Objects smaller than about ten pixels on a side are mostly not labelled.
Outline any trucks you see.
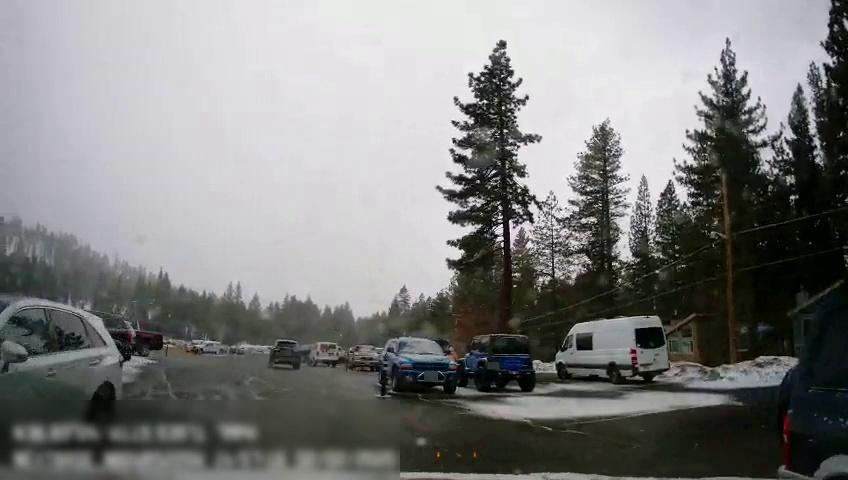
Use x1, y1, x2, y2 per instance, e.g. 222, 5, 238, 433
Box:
345, 344, 380, 372
131, 318, 164, 353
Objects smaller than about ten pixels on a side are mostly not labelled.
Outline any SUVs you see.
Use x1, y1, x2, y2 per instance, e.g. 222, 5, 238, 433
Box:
377, 336, 458, 396
456, 334, 538, 393
270, 338, 300, 370
772, 278, 848, 480
98, 312, 137, 363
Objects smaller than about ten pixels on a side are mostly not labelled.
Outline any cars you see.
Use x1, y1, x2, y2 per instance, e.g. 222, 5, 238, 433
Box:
0, 295, 124, 468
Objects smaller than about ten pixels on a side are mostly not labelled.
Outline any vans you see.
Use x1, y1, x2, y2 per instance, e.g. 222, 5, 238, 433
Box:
554, 316, 671, 384
307, 341, 338, 369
